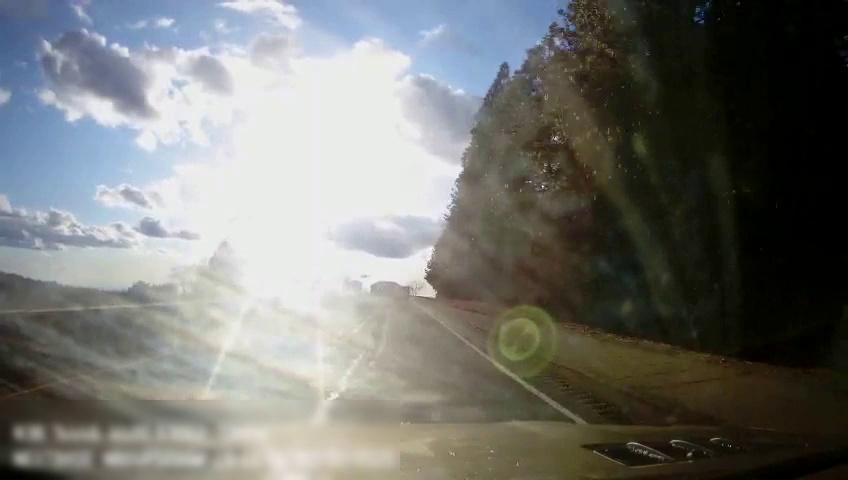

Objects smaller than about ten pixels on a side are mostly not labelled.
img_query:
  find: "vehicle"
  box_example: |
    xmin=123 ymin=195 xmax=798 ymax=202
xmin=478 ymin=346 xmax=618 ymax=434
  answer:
xmin=397 ymin=285 xmax=412 ymax=298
